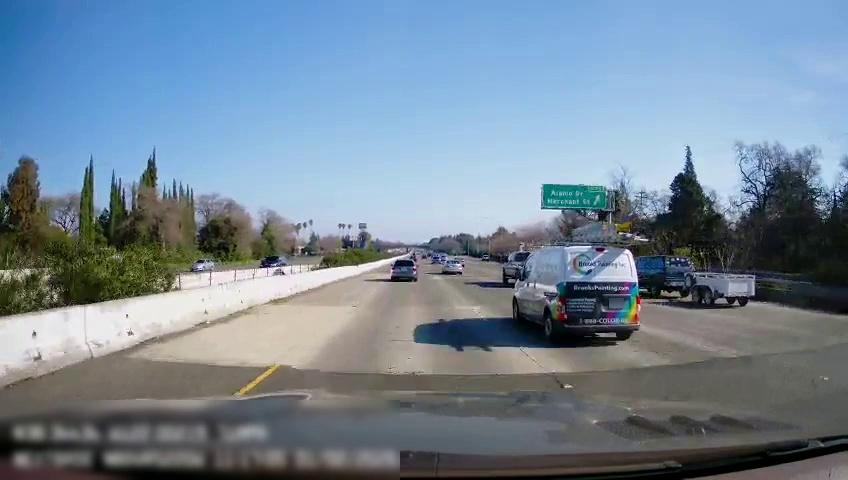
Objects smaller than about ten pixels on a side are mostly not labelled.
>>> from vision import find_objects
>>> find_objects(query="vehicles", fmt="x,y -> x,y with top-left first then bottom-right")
259,255 -> 288,268
441,256 -> 463,275
389,259 -> 417,283
431,256 -> 442,264
510,244 -> 641,345
502,253 -> 530,283
190,258 -> 215,273
635,255 -> 756,307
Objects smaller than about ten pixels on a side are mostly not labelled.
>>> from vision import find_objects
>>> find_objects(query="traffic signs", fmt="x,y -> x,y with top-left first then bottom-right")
541,184 -> 609,209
